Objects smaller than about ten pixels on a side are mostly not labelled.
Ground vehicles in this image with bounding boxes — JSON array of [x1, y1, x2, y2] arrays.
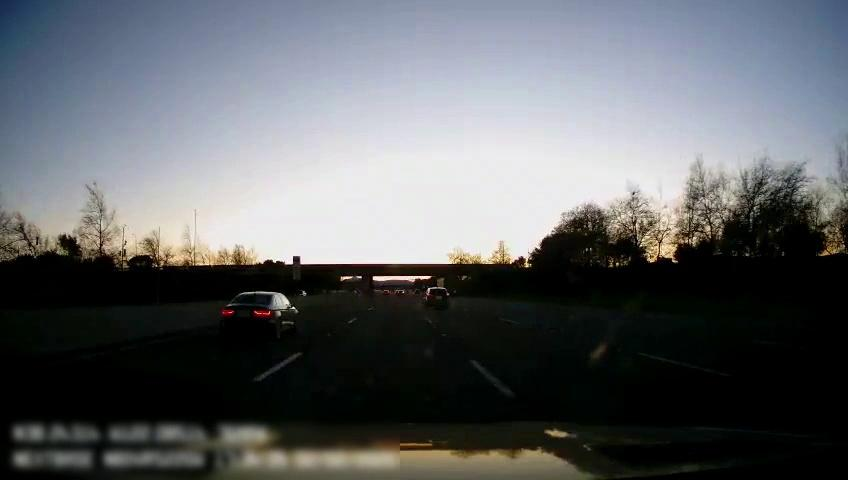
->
[[218, 291, 300, 342], [294, 290, 307, 297], [437, 278, 458, 296], [424, 287, 449, 308]]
